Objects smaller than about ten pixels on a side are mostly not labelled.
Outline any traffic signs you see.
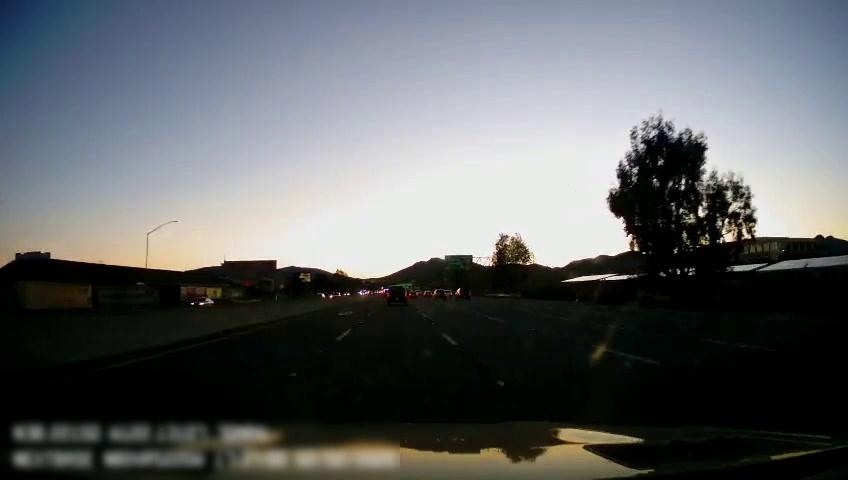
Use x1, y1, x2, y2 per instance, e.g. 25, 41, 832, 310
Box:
443, 253, 474, 272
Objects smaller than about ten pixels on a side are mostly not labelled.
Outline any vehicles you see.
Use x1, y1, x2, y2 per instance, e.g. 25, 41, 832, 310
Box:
433, 288, 447, 300
386, 284, 409, 307
454, 287, 471, 299
189, 297, 215, 306
408, 290, 419, 299
423, 289, 433, 298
